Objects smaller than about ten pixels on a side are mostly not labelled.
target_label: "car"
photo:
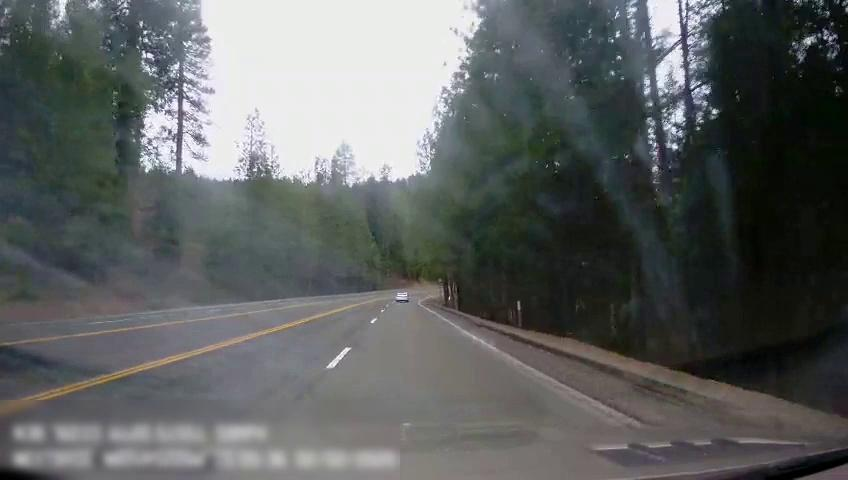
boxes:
[395,292,410,303]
